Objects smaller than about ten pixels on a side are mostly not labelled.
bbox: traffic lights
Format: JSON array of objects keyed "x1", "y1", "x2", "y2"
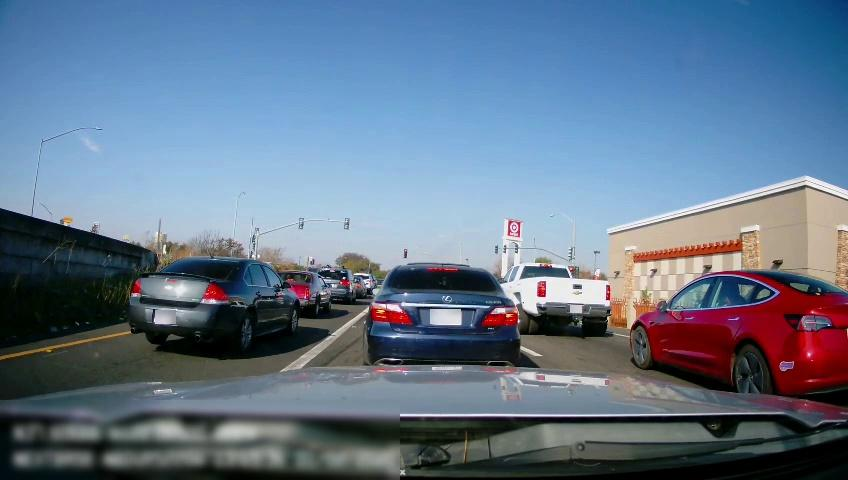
[
  {"x1": 494, "y1": 244, "x2": 499, "y2": 255},
  {"x1": 567, "y1": 265, "x2": 578, "y2": 280},
  {"x1": 573, "y1": 265, "x2": 581, "y2": 280},
  {"x1": 502, "y1": 244, "x2": 508, "y2": 255},
  {"x1": 514, "y1": 242, "x2": 520, "y2": 254},
  {"x1": 567, "y1": 246, "x2": 574, "y2": 261},
  {"x1": 298, "y1": 217, "x2": 305, "y2": 230},
  {"x1": 343, "y1": 217, "x2": 351, "y2": 231},
  {"x1": 403, "y1": 248, "x2": 408, "y2": 259}
]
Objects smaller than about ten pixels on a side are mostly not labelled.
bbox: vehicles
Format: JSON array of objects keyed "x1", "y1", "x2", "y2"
[
  {"x1": 361, "y1": 262, "x2": 523, "y2": 369},
  {"x1": 496, "y1": 262, "x2": 613, "y2": 336},
  {"x1": 316, "y1": 264, "x2": 359, "y2": 305},
  {"x1": 307, "y1": 267, "x2": 322, "y2": 277},
  {"x1": 274, "y1": 269, "x2": 334, "y2": 317},
  {"x1": 126, "y1": 255, "x2": 301, "y2": 356},
  {"x1": 352, "y1": 272, "x2": 374, "y2": 295},
  {"x1": 369, "y1": 273, "x2": 378, "y2": 289},
  {"x1": 628, "y1": 267, "x2": 848, "y2": 397},
  {"x1": 352, "y1": 275, "x2": 369, "y2": 300}
]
